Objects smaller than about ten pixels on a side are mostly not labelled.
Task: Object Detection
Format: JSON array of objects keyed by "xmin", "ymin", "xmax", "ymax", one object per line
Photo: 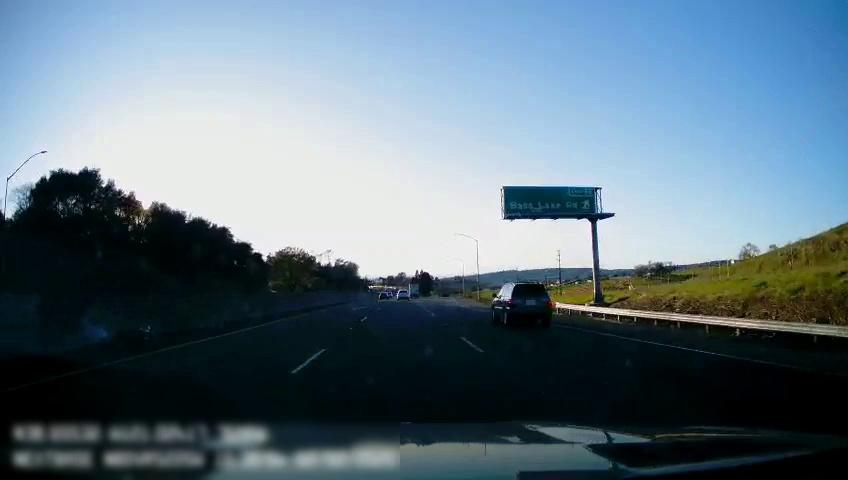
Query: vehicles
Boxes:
[
  {"xmin": 491, "ymin": 282, "xmax": 553, "ymax": 327},
  {"xmin": 396, "ymin": 289, "xmax": 410, "ymax": 300},
  {"xmin": 409, "ymin": 283, "xmax": 419, "ymax": 299}
]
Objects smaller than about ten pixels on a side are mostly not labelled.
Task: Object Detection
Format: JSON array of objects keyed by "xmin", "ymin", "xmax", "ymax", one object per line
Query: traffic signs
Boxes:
[{"xmin": 503, "ymin": 185, "xmax": 598, "ymax": 220}]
